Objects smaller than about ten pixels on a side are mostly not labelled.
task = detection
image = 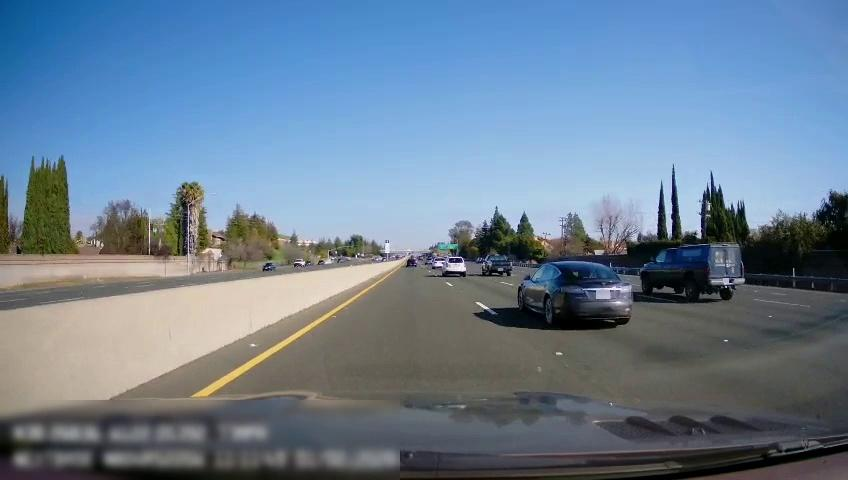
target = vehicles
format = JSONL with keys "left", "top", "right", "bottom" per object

{"left": 481, "top": 255, "right": 513, "bottom": 277}
{"left": 518, "top": 260, "right": 633, "bottom": 328}
{"left": 293, "top": 258, "right": 306, "bottom": 268}
{"left": 440, "top": 256, "right": 467, "bottom": 277}
{"left": 639, "top": 244, "right": 746, "bottom": 302}
{"left": 404, "top": 255, "right": 418, "bottom": 267}
{"left": 432, "top": 256, "right": 445, "bottom": 269}
{"left": 262, "top": 262, "right": 276, "bottom": 272}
